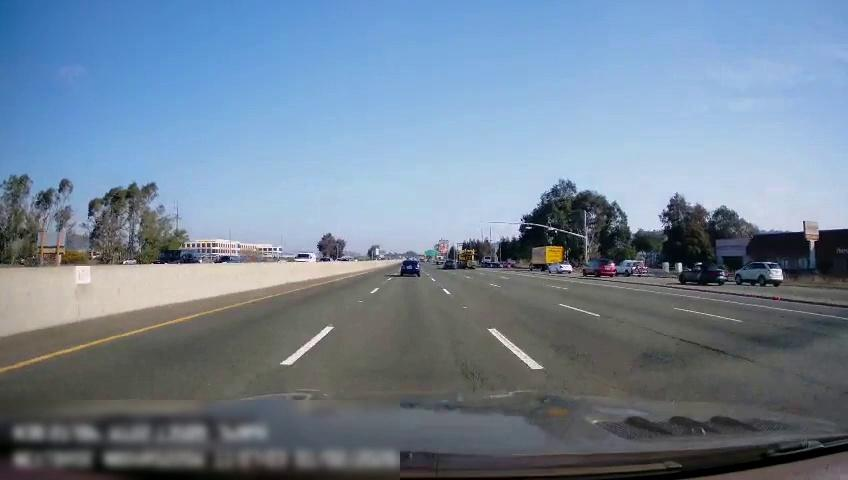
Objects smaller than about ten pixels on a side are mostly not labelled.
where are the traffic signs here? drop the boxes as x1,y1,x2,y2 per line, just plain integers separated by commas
425,250,438,256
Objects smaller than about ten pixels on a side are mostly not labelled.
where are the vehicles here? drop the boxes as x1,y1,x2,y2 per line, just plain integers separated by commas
150,249,201,265
479,255,513,269
455,249,476,269
400,260,420,276
443,260,455,269
548,261,573,275
213,255,240,264
528,245,564,272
